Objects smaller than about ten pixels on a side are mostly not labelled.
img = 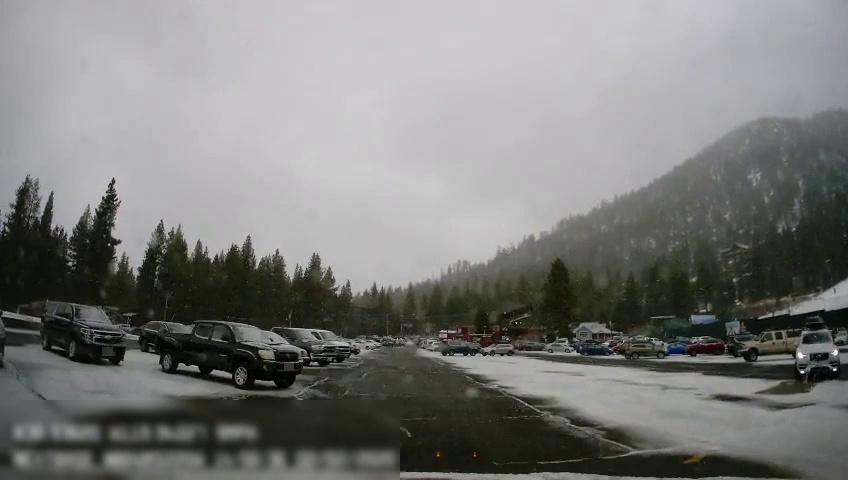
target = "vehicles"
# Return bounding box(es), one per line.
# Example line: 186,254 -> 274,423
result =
546,344 -> 571,354
344,339 -> 361,356
263,331 -> 308,364
443,339 -> 482,357
794,328 -> 840,381
834,329 -> 848,345
484,343 -> 518,356
270,327 -> 335,367
39,300 -> 127,362
138,321 -> 189,355
307,328 -> 351,363
578,342 -> 611,357
686,336 -> 726,357
0,310 -> 7,369
736,330 -> 802,362
620,338 -> 669,362
160,319 -> 305,390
